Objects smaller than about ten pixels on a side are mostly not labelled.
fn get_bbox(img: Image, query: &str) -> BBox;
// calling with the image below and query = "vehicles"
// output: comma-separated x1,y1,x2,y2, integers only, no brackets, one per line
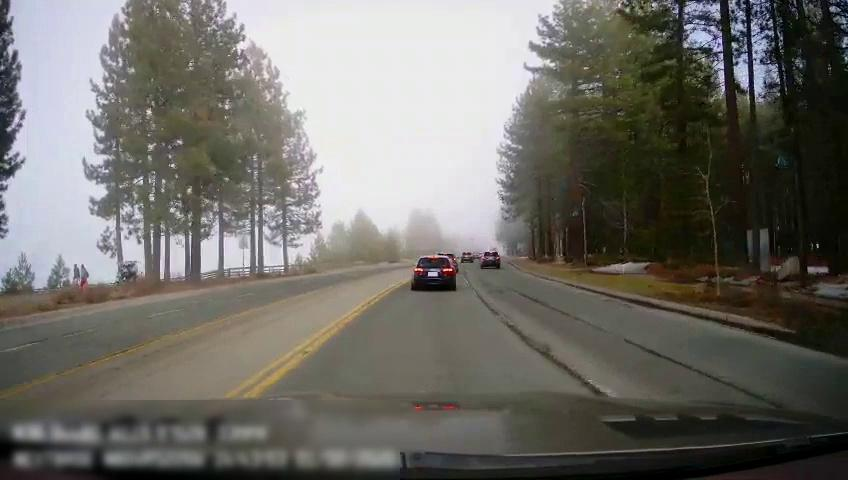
412,256,457,291
480,252,500,269
462,252,474,263
436,253,458,268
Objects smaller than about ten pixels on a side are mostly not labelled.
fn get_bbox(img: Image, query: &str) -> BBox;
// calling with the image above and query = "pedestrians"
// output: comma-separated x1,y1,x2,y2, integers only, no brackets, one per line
81,263,90,288
72,263,80,289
